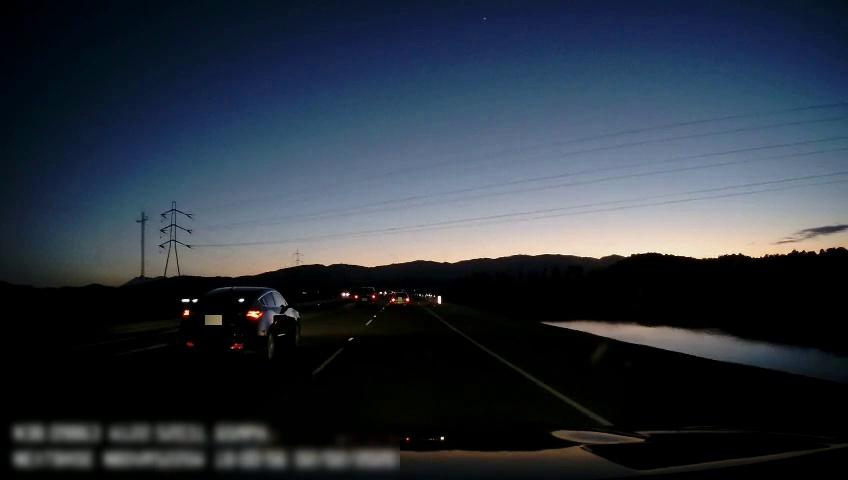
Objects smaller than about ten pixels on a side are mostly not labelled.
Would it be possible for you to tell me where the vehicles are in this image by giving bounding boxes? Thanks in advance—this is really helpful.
[355,287,376,304]
[178,286,301,360]
[178,294,204,306]
[391,290,410,306]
